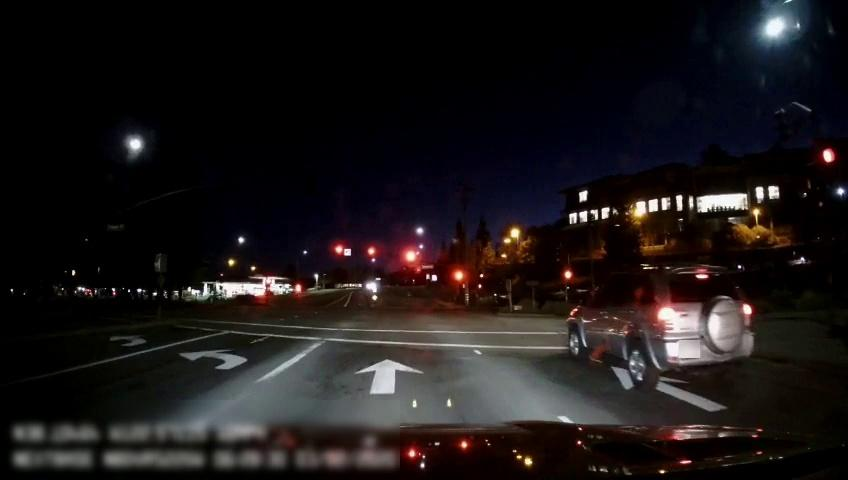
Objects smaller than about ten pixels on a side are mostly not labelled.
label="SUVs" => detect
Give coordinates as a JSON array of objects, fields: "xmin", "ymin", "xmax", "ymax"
[{"xmin": 565, "ymin": 264, "xmax": 755, "ymax": 394}]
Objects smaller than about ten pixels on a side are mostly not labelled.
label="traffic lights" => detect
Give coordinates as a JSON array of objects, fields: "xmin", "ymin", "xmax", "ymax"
[
  {"xmin": 454, "ymin": 269, "xmax": 463, "ymax": 282},
  {"xmin": 555, "ymin": 242, "xmax": 565, "ymax": 264},
  {"xmin": 334, "ymin": 243, "xmax": 342, "ymax": 258},
  {"xmin": 407, "ymin": 251, "xmax": 415, "ymax": 267},
  {"xmin": 368, "ymin": 246, "xmax": 376, "ymax": 261},
  {"xmin": 563, "ymin": 267, "xmax": 572, "ymax": 282},
  {"xmin": 820, "ymin": 147, "xmax": 835, "ymax": 179}
]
